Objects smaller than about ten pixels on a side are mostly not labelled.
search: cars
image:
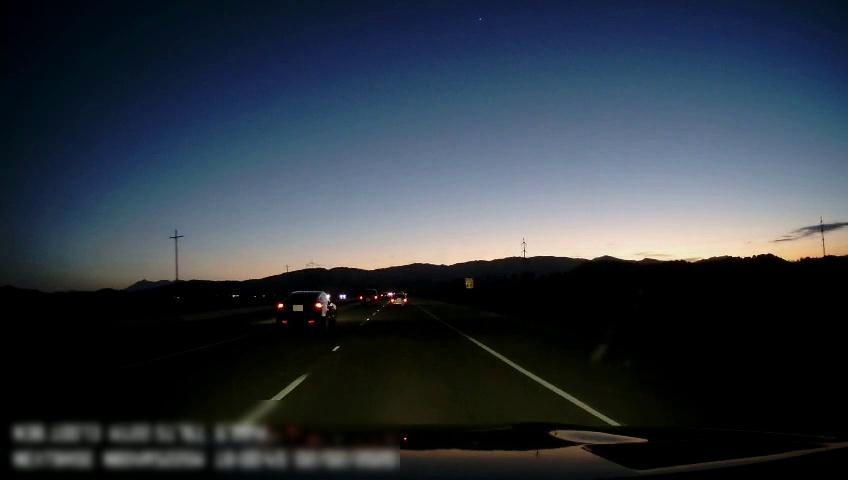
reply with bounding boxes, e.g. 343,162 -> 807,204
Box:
276,291 -> 338,335
390,294 -> 409,308
360,289 -> 380,305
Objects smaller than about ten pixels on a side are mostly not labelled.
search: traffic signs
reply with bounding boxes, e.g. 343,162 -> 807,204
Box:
464,277 -> 476,290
